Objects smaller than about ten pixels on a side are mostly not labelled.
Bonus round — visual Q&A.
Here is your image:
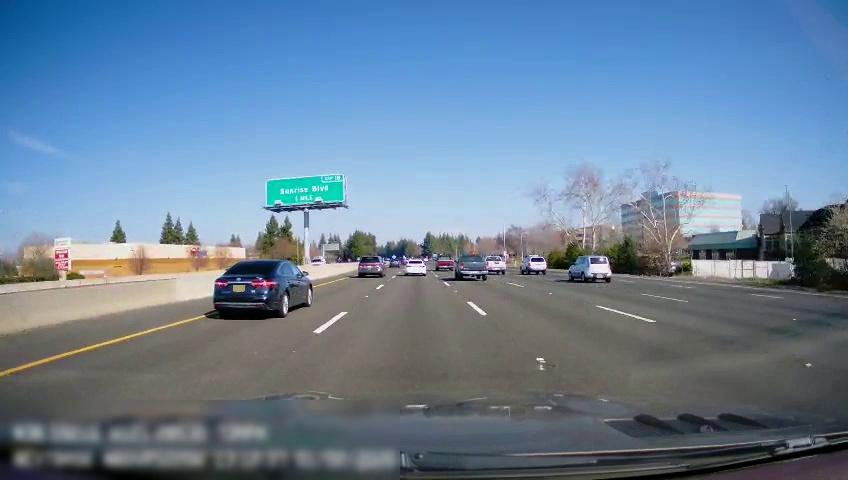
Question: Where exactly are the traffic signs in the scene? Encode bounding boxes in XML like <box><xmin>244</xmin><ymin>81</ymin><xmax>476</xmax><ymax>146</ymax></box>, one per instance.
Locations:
<box><xmin>265</xmin><ymin>173</ymin><xmax>346</xmax><ymax>207</ymax></box>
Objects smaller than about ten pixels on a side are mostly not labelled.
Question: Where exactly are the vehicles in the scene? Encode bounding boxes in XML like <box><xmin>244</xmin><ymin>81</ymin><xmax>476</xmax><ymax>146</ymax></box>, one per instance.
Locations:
<box><xmin>358</xmin><ymin>255</ymin><xmax>386</xmax><ymax>278</ymax></box>
<box><xmin>568</xmin><ymin>255</ymin><xmax>613</xmax><ymax>284</ymax></box>
<box><xmin>404</xmin><ymin>258</ymin><xmax>427</xmax><ymax>277</ymax></box>
<box><xmin>519</xmin><ymin>256</ymin><xmax>547</xmax><ymax>276</ymax></box>
<box><xmin>212</xmin><ymin>258</ymin><xmax>314</xmax><ymax>319</ymax></box>
<box><xmin>434</xmin><ymin>254</ymin><xmax>455</xmax><ymax>272</ymax></box>
<box><xmin>479</xmin><ymin>255</ymin><xmax>507</xmax><ymax>276</ymax></box>
<box><xmin>311</xmin><ymin>255</ymin><xmax>326</xmax><ymax>266</ymax></box>
<box><xmin>389</xmin><ymin>259</ymin><xmax>400</xmax><ymax>268</ymax></box>
<box><xmin>453</xmin><ymin>254</ymin><xmax>489</xmax><ymax>282</ymax></box>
